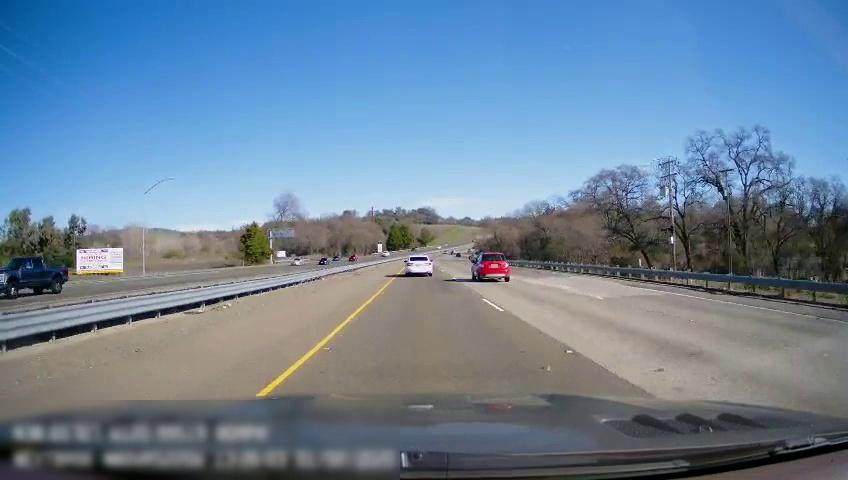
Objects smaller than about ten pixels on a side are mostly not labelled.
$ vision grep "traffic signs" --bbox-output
[377,241,383,253]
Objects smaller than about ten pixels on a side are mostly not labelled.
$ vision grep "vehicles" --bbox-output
[318,257,330,266]
[348,253,361,263]
[403,255,432,278]
[0,256,68,298]
[289,257,304,266]
[470,252,512,282]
